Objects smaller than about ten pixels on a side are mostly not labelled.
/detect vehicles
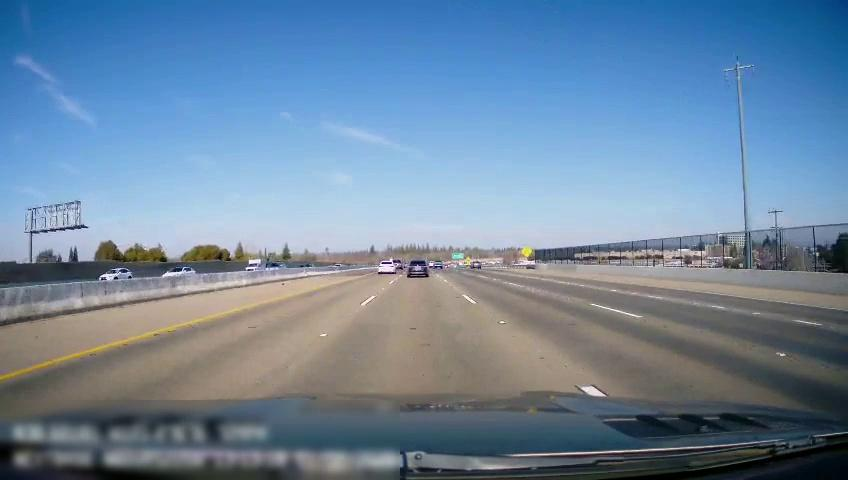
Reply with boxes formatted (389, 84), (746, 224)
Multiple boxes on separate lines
(391, 259), (403, 270)
(406, 259), (429, 278)
(244, 258), (271, 272)
(265, 263), (288, 272)
(433, 260), (444, 270)
(98, 267), (134, 282)
(377, 260), (398, 275)
(469, 261), (482, 270)
(298, 264), (315, 268)
(162, 266), (197, 279)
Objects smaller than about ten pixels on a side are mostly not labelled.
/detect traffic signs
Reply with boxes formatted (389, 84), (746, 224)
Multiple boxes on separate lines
(520, 247), (533, 258)
(451, 252), (465, 260)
